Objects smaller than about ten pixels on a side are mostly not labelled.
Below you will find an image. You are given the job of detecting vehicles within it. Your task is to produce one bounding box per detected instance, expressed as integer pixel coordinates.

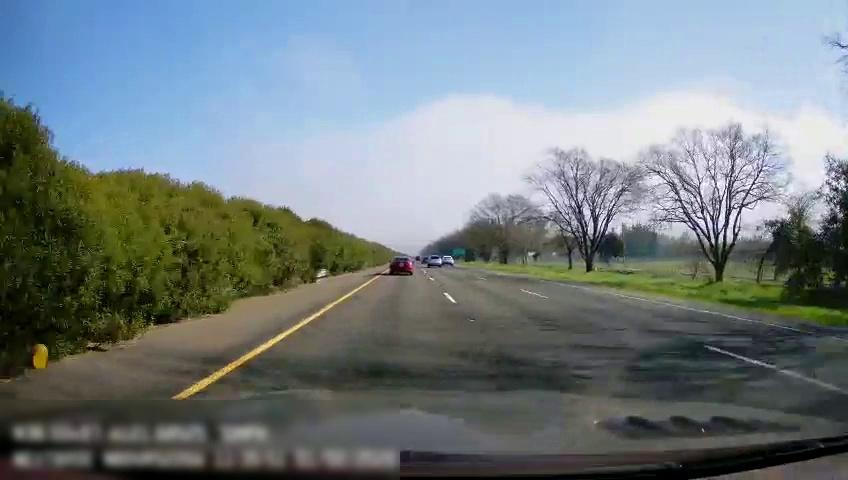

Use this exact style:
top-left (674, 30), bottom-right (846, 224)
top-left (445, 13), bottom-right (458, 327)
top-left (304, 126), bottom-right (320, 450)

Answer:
top-left (427, 255), bottom-right (442, 268)
top-left (389, 257), bottom-right (414, 278)
top-left (442, 255), bottom-right (455, 266)
top-left (422, 257), bottom-right (430, 265)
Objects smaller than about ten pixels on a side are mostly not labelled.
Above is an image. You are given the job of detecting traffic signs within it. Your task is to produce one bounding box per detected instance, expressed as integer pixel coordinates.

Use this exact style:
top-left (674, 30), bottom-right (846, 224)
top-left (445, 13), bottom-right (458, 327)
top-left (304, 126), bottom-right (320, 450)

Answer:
top-left (452, 248), bottom-right (465, 256)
